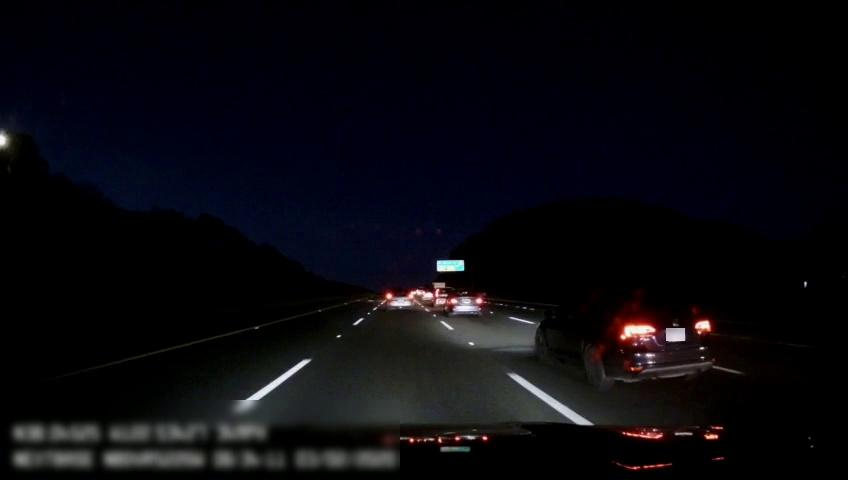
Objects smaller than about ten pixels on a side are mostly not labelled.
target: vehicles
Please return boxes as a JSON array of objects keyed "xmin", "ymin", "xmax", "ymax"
[
  {"xmin": 432, "ymin": 288, "xmax": 451, "ymax": 308},
  {"xmin": 385, "ymin": 289, "xmax": 414, "ymax": 311},
  {"xmin": 534, "ymin": 283, "xmax": 714, "ymax": 395},
  {"xmin": 433, "ymin": 282, "xmax": 446, "ymax": 287},
  {"xmin": 444, "ymin": 289, "xmax": 482, "ymax": 317}
]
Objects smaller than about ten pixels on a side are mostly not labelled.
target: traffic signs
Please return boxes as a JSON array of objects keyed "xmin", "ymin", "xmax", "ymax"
[{"xmin": 436, "ymin": 260, "xmax": 465, "ymax": 272}]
